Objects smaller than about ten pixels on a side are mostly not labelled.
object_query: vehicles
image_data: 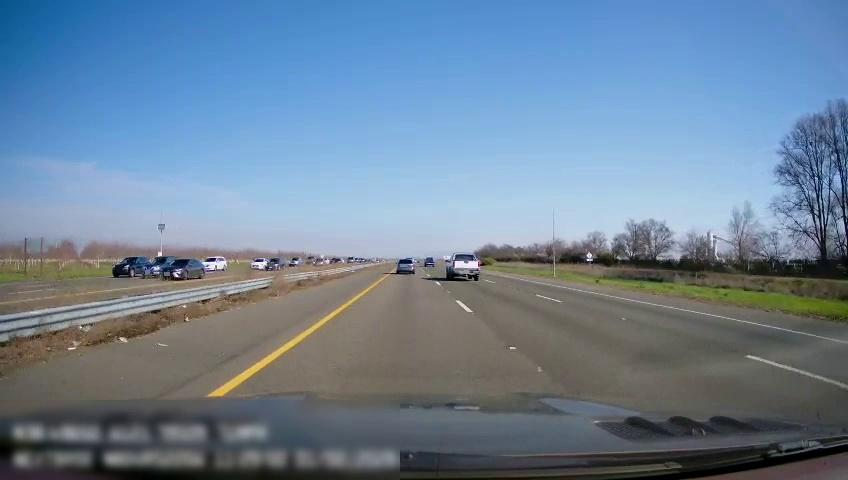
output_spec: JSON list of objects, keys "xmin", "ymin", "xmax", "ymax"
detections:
[
  {"xmin": 424, "ymin": 257, "xmax": 435, "ymax": 267},
  {"xmin": 312, "ymin": 257, "xmax": 328, "ymax": 267},
  {"xmin": 444, "ymin": 253, "xmax": 480, "ymax": 281},
  {"xmin": 141, "ymin": 255, "xmax": 180, "ymax": 279},
  {"xmin": 264, "ymin": 258, "xmax": 286, "ymax": 271},
  {"xmin": 251, "ymin": 258, "xmax": 269, "ymax": 271},
  {"xmin": 111, "ymin": 256, "xmax": 150, "ymax": 278},
  {"xmin": 201, "ymin": 256, "xmax": 228, "ymax": 273},
  {"xmin": 288, "ymin": 257, "xmax": 304, "ymax": 267},
  {"xmin": 396, "ymin": 258, "xmax": 416, "ymax": 274},
  {"xmin": 158, "ymin": 259, "xmax": 206, "ymax": 281}
]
